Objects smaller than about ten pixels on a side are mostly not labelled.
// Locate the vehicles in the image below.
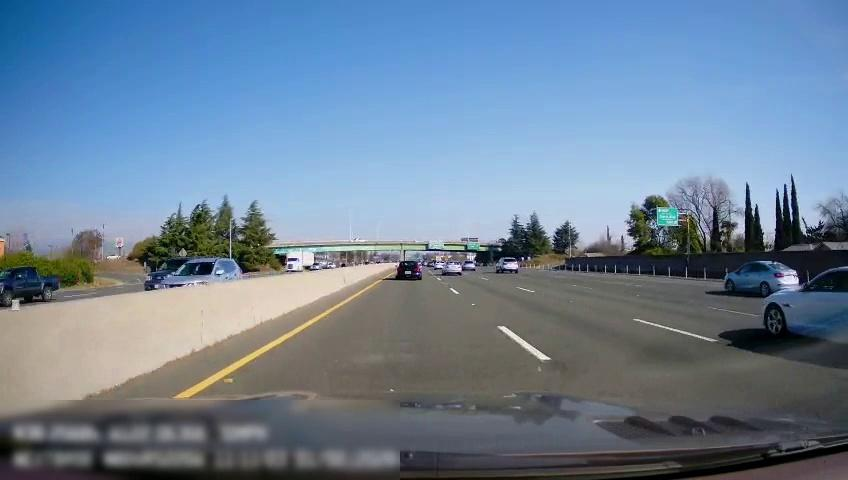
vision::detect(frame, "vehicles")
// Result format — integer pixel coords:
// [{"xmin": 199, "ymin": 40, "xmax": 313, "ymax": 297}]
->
[
  {"xmin": 495, "ymin": 257, "xmax": 519, "ymax": 273},
  {"xmin": 432, "ymin": 260, "xmax": 446, "ymax": 271},
  {"xmin": 351, "ymin": 237, "xmax": 362, "ymax": 243},
  {"xmin": 462, "ymin": 259, "xmax": 477, "ymax": 272},
  {"xmin": 396, "ymin": 261, "xmax": 423, "ymax": 280},
  {"xmin": 154, "ymin": 256, "xmax": 241, "ymax": 290},
  {"xmin": 725, "ymin": 260, "xmax": 800, "ymax": 297},
  {"xmin": 309, "ymin": 262, "xmax": 323, "ymax": 270},
  {"xmin": 761, "ymin": 265, "xmax": 848, "ymax": 340},
  {"xmin": 285, "ymin": 251, "xmax": 314, "ymax": 273},
  {"xmin": 145, "ymin": 256, "xmax": 191, "ymax": 289},
  {"xmin": 441, "ymin": 261, "xmax": 463, "ymax": 277},
  {"xmin": 0, "ymin": 266, "xmax": 61, "ymax": 304}
]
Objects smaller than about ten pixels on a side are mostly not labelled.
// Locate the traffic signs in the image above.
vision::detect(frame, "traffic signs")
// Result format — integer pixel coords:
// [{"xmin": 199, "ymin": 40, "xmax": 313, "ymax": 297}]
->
[{"xmin": 656, "ymin": 206, "xmax": 679, "ymax": 227}]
